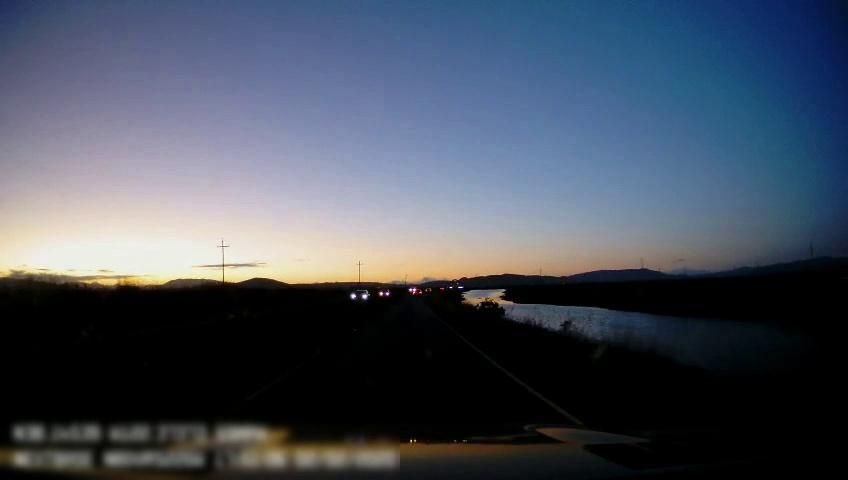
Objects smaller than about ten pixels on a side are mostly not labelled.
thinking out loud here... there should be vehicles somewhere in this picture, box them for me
[348,289,371,303]
[376,288,391,299]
